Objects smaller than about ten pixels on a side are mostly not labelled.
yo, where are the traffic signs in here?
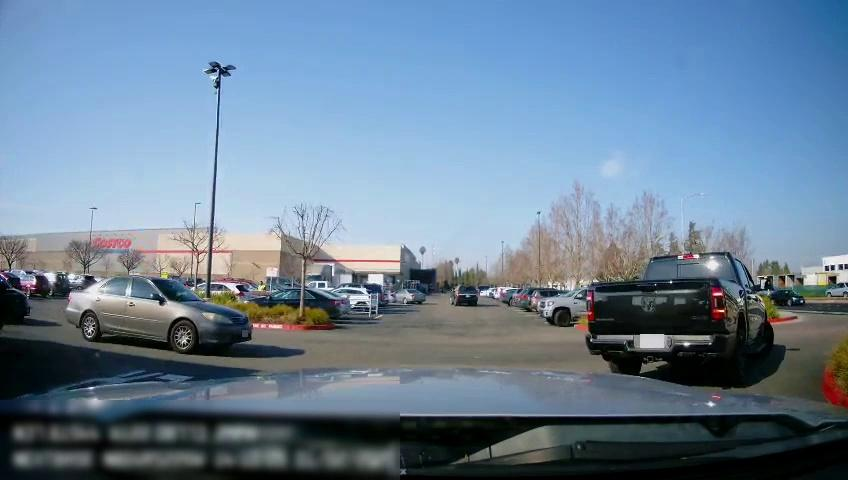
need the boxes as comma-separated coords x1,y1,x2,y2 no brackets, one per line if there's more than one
159,271,168,285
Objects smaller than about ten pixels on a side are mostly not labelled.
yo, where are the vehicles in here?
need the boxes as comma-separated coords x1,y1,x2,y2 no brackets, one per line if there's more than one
530,289,574,318
305,280,329,290
502,286,520,308
67,272,99,292
583,252,775,377
511,287,524,309
479,287,494,296
449,284,478,307
242,288,344,322
333,294,352,321
543,286,588,328
824,282,848,301
305,260,354,290
518,286,558,313
63,274,253,354
190,280,260,303
490,286,512,302
319,287,373,318
393,287,426,305
7,287,32,324
769,290,807,308
342,282,389,317
0,269,51,301
41,271,70,297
